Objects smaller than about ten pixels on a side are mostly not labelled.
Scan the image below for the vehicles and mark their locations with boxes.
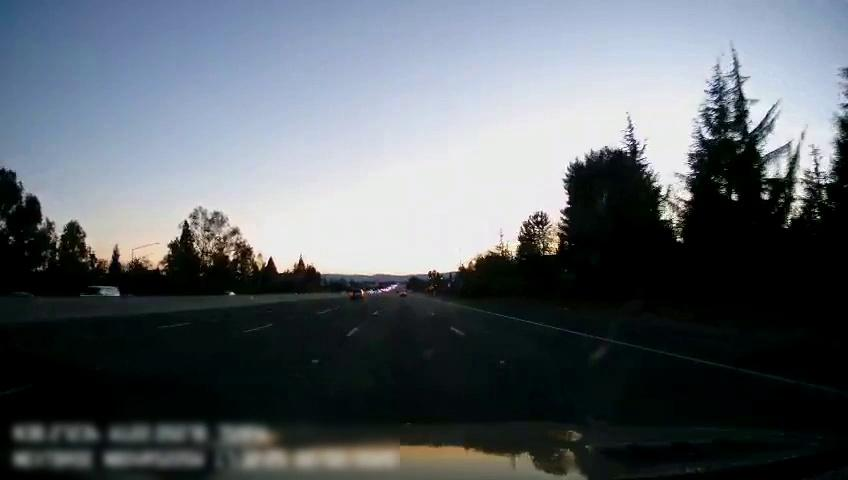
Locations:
[221,291,236,297]
[79,286,120,298]
[4,292,35,300]
[351,288,365,301]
